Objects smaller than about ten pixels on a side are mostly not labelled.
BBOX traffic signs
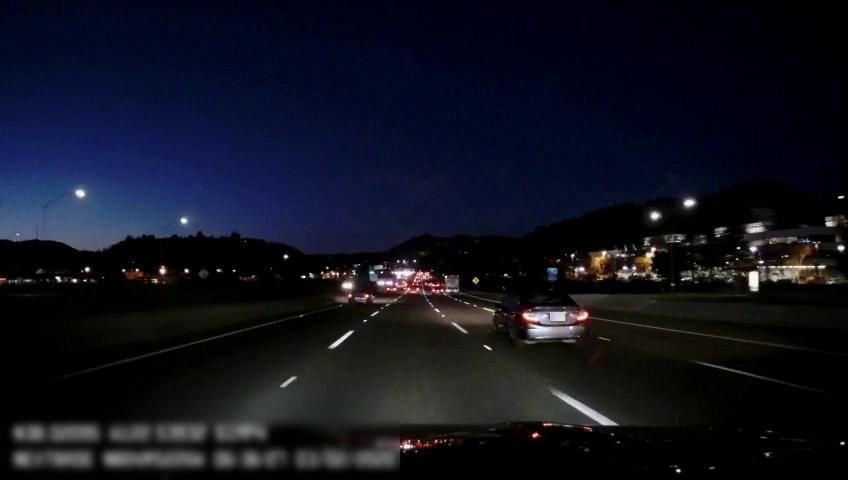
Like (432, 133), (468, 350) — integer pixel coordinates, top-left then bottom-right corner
(547, 267), (558, 281)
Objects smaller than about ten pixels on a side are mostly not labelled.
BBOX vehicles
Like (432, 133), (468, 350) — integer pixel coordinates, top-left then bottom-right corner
(491, 289), (589, 349)
(347, 290), (374, 307)
(441, 274), (460, 294)
(432, 284), (445, 295)
(407, 282), (421, 294)
(386, 284), (401, 295)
